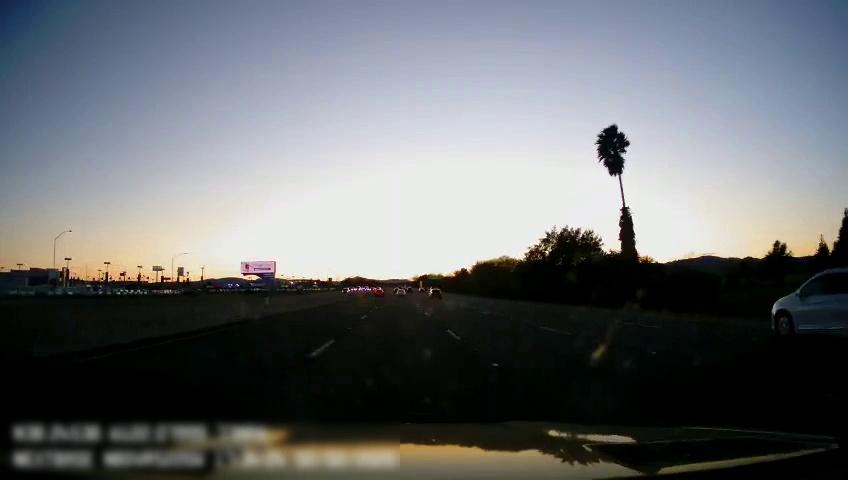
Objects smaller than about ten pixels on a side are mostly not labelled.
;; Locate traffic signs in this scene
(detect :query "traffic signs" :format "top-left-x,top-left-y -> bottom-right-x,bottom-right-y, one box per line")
428,276 -> 442,282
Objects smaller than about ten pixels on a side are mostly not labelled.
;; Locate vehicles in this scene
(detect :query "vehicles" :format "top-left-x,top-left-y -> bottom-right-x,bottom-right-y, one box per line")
770,267 -> 848,342
428,289 -> 442,299
341,287 -> 351,294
